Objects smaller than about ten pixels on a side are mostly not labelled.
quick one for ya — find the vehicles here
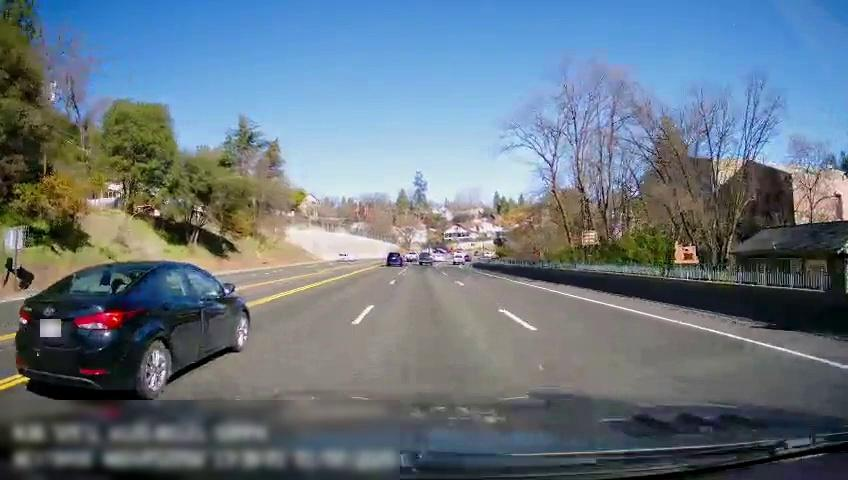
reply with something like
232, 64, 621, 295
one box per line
406, 252, 418, 262
453, 256, 465, 266
14, 260, 253, 401
386, 253, 404, 267
419, 252, 434, 266
335, 250, 352, 261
